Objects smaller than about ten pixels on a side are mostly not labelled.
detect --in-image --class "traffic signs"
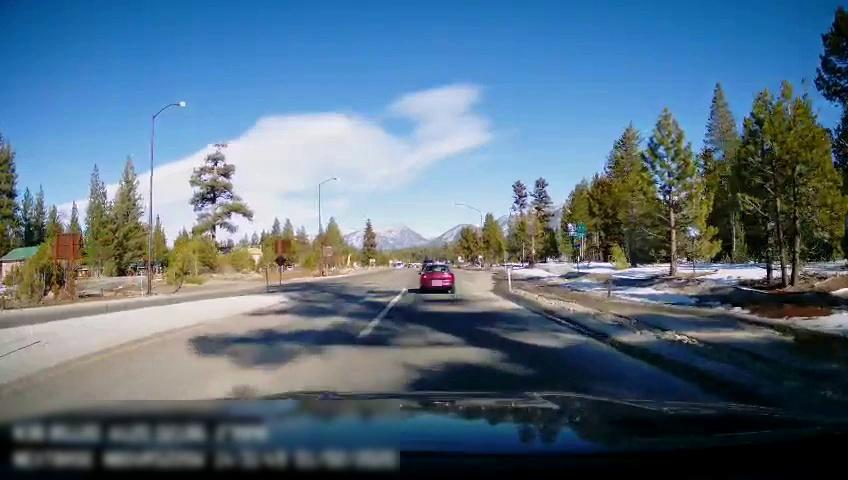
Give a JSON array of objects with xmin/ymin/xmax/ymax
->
[{"xmin": 568, "ymin": 223, "xmax": 586, "ymax": 240}]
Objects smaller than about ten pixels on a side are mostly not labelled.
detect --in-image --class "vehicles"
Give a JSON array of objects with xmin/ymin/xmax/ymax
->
[
  {"xmin": 417, "ymin": 265, "xmax": 456, "ymax": 294},
  {"xmin": 422, "ymin": 259, "xmax": 437, "ymax": 270}
]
